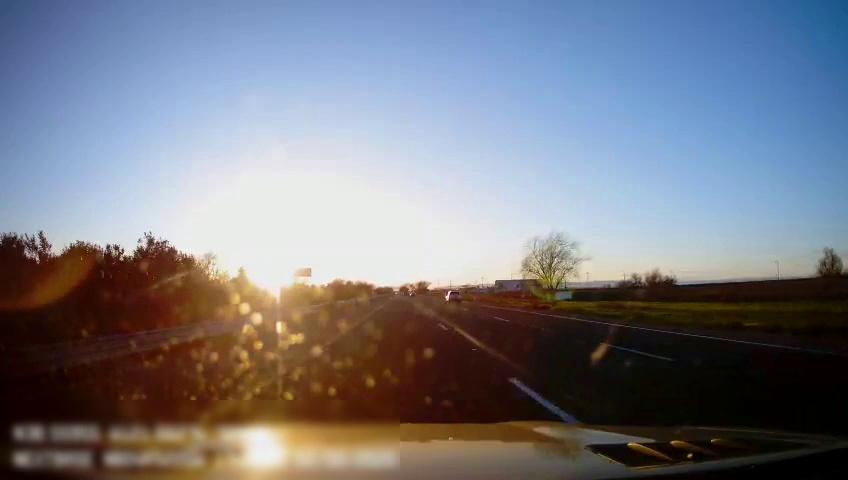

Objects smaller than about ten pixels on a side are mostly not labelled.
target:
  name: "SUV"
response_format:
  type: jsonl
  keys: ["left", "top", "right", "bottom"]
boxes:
{"left": 444, "top": 291, "right": 461, "bottom": 304}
